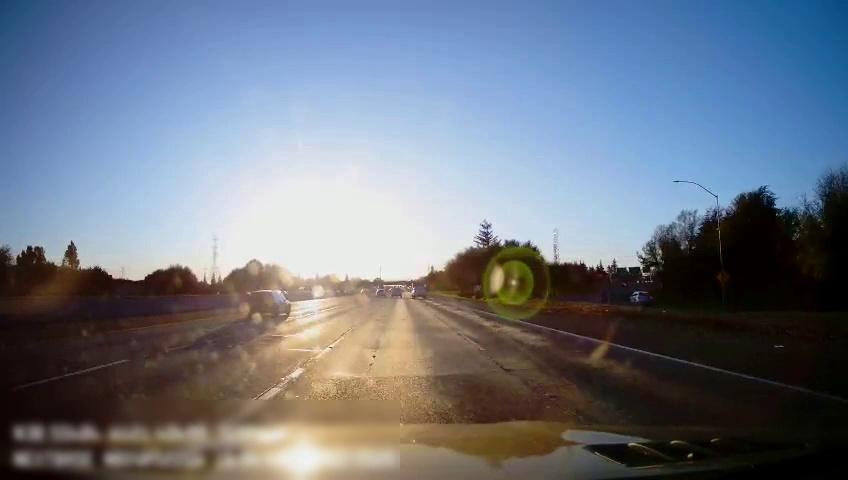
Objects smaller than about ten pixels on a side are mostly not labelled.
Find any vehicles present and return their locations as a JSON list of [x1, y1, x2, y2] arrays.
[[391, 287, 403, 298], [410, 282, 423, 289], [375, 288, 388, 298], [411, 286, 428, 299], [359, 288, 372, 297], [247, 290, 293, 321], [629, 290, 654, 308]]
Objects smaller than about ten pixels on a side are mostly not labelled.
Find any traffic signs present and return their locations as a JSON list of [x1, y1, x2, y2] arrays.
[[616, 267, 628, 276], [628, 267, 641, 275]]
